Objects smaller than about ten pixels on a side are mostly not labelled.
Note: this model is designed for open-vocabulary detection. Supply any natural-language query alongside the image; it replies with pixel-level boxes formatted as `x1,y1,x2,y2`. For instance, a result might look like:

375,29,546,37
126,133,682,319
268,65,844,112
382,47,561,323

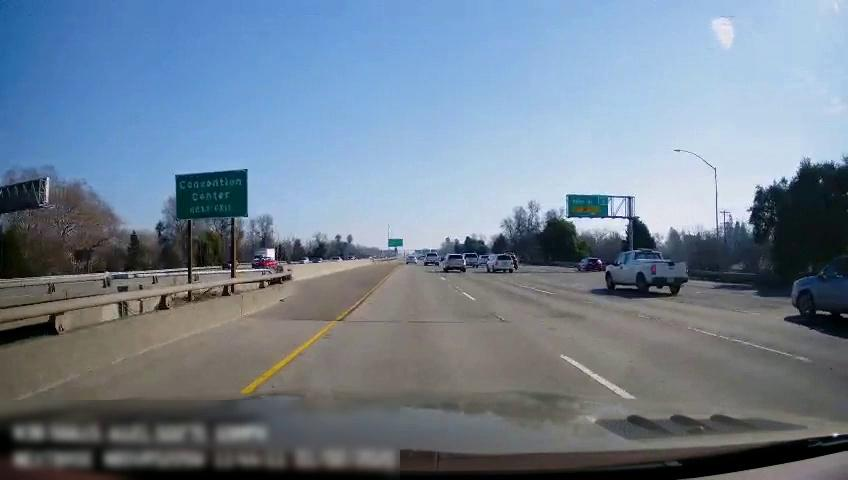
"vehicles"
504,253,519,271
790,254,848,325
604,248,690,296
406,255,417,265
257,257,279,269
485,253,515,273
424,252,440,267
477,254,492,267
251,248,275,269
575,256,604,273
222,259,239,271
442,252,467,274
462,252,479,269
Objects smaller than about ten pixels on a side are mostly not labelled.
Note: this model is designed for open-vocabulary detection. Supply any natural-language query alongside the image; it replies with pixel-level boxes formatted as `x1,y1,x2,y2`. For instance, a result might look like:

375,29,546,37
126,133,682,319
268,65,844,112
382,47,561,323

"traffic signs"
567,193,609,218
0,176,50,213
387,238,404,248
174,168,249,220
